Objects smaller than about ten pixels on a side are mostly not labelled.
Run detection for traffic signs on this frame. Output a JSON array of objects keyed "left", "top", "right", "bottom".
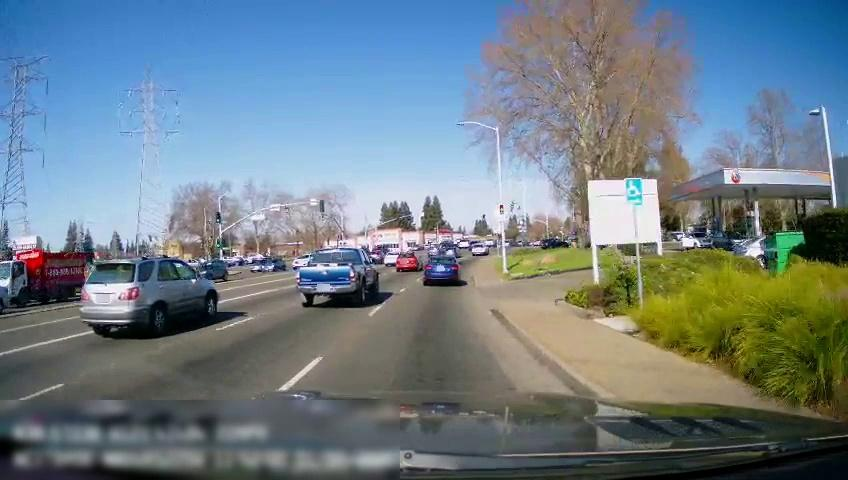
[
  {"left": 269, "top": 204, "right": 281, "bottom": 212},
  {"left": 250, "top": 214, "right": 266, "bottom": 221},
  {"left": 624, "top": 177, "right": 643, "bottom": 208}
]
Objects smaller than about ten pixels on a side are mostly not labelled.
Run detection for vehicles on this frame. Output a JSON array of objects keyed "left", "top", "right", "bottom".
[
  {"left": 261, "top": 257, "right": 285, "bottom": 273},
  {"left": 427, "top": 246, "right": 440, "bottom": 258},
  {"left": 194, "top": 259, "right": 230, "bottom": 283},
  {"left": 249, "top": 259, "right": 264, "bottom": 273},
  {"left": 292, "top": 254, "right": 313, "bottom": 271},
  {"left": 733, "top": 236, "right": 769, "bottom": 268},
  {"left": 383, "top": 252, "right": 401, "bottom": 267},
  {"left": 469, "top": 241, "right": 481, "bottom": 251},
  {"left": 78, "top": 256, "right": 219, "bottom": 337},
  {"left": 540, "top": 238, "right": 569, "bottom": 250},
  {"left": 471, "top": 243, "right": 489, "bottom": 256},
  {"left": 224, "top": 258, "right": 234, "bottom": 267},
  {"left": 395, "top": 252, "right": 423, "bottom": 274},
  {"left": 295, "top": 247, "right": 379, "bottom": 309},
  {"left": 369, "top": 249, "right": 386, "bottom": 264},
  {"left": 0, "top": 285, "right": 9, "bottom": 313},
  {"left": 0, "top": 249, "right": 97, "bottom": 306},
  {"left": 225, "top": 255, "right": 246, "bottom": 266},
  {"left": 423, "top": 255, "right": 460, "bottom": 286},
  {"left": 458, "top": 239, "right": 470, "bottom": 249}
]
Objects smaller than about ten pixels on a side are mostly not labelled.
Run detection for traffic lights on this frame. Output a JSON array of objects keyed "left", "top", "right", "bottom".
[
  {"left": 499, "top": 204, "right": 506, "bottom": 215},
  {"left": 320, "top": 200, "right": 325, "bottom": 212},
  {"left": 215, "top": 211, "right": 222, "bottom": 223}
]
